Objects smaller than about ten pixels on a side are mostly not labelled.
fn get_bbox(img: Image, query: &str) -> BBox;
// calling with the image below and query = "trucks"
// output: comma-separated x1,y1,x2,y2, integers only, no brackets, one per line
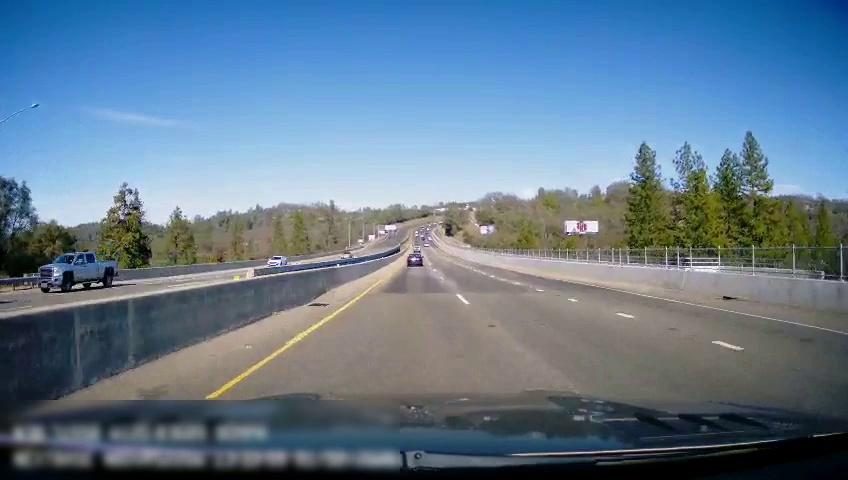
37,251,119,293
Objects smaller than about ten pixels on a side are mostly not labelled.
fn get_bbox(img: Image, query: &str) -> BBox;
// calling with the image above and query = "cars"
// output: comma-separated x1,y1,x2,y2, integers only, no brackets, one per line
267,256,288,268
406,252,424,267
